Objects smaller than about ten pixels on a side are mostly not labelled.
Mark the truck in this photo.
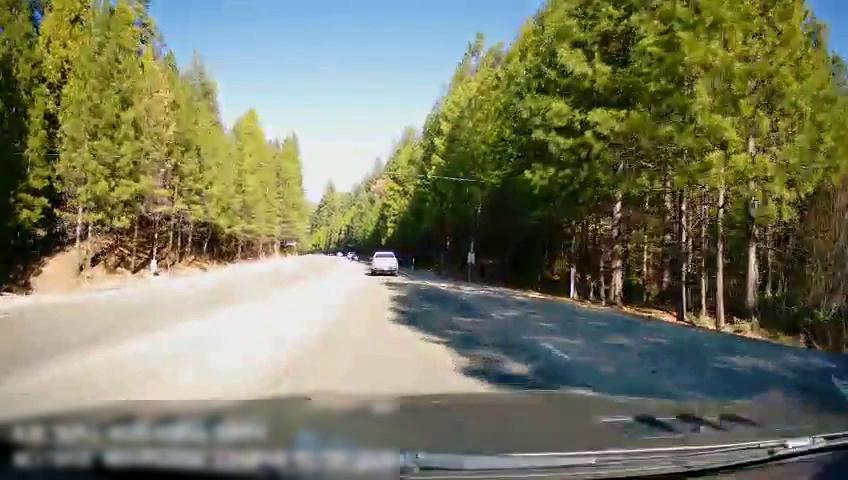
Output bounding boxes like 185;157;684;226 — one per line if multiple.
368;251;399;277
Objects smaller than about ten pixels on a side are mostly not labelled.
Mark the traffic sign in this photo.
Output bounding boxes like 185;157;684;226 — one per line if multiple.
467;251;476;265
